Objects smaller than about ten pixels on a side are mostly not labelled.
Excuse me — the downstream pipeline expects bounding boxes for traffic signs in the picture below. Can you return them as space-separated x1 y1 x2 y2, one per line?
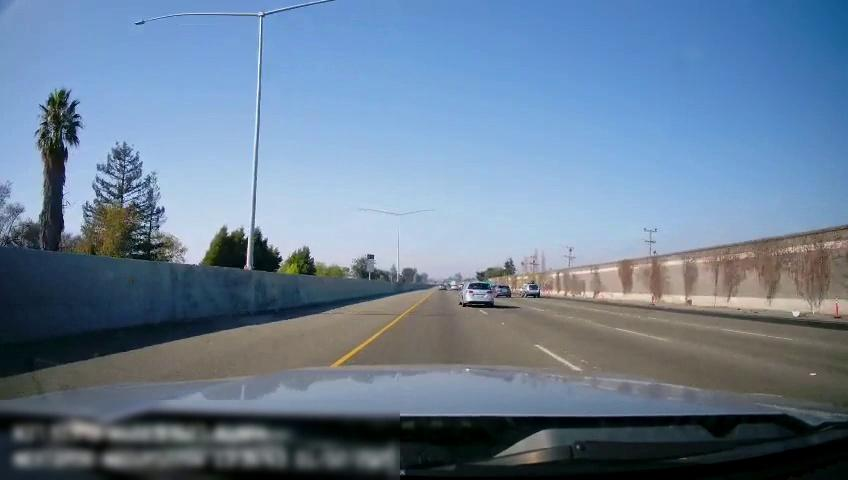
366 254 375 273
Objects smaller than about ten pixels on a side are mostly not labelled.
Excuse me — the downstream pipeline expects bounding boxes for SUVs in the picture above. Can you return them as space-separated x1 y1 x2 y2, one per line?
521 280 541 298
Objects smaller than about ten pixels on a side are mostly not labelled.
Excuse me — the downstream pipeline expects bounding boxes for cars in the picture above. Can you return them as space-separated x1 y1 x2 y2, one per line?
458 282 494 308
493 284 512 298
